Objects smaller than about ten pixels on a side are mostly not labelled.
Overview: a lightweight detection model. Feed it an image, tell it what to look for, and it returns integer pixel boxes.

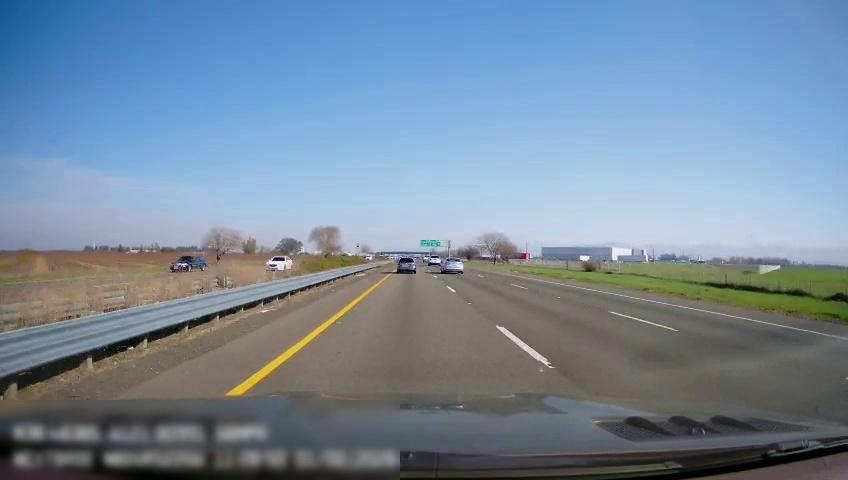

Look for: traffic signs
[417,239,442,250]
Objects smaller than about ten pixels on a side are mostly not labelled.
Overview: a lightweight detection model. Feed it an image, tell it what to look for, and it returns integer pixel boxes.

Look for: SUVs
[427,255,441,267]
[439,257,464,275]
[397,258,417,275]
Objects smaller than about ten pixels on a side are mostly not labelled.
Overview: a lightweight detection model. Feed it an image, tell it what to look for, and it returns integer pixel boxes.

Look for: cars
[169,255,209,273]
[264,255,294,273]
